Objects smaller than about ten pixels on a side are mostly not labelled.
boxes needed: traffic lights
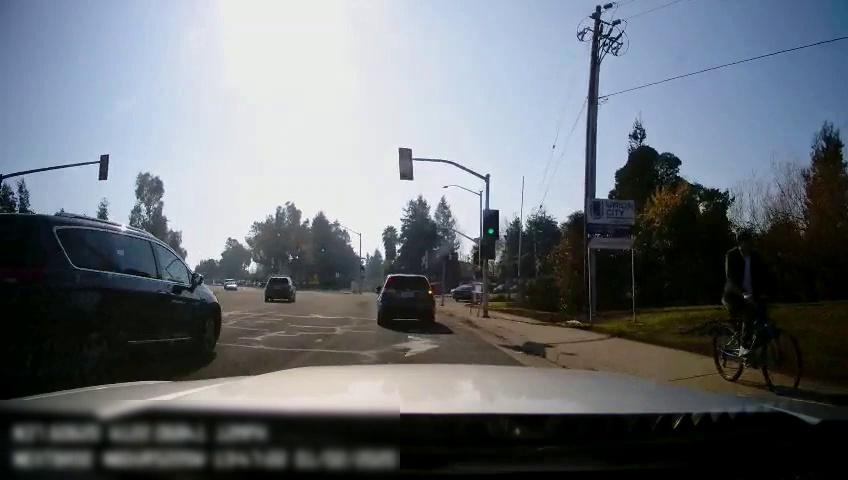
[98,154,111,182]
[481,208,500,241]
[471,245,481,267]
[398,147,415,181]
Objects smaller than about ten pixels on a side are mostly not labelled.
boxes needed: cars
[449,283,474,303]
[228,280,239,290]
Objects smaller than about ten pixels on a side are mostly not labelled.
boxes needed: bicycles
[711,226,803,397]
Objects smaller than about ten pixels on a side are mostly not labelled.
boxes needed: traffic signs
[586,199,636,226]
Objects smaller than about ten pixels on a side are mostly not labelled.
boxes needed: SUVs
[263,276,296,303]
[375,274,436,329]
[0,212,224,382]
